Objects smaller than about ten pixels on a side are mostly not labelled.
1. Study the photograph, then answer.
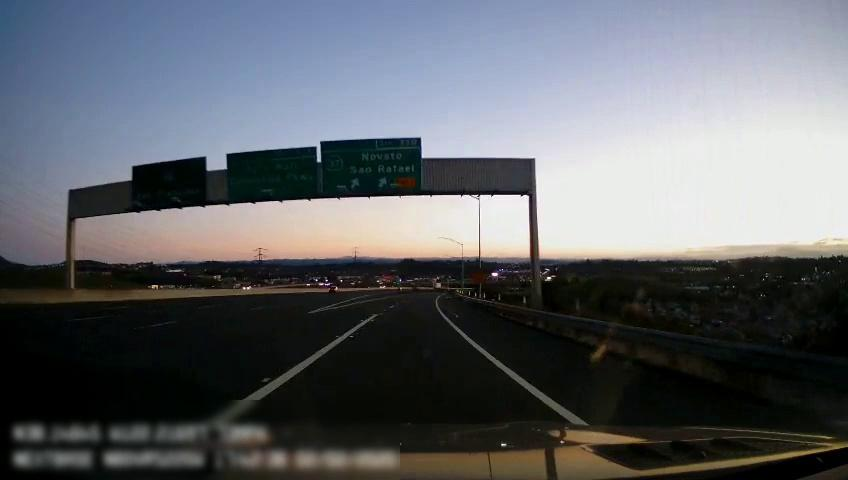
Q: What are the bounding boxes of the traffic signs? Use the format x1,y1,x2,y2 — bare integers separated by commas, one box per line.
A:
131,155,207,207
320,136,422,198
473,271,487,284
225,146,318,199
